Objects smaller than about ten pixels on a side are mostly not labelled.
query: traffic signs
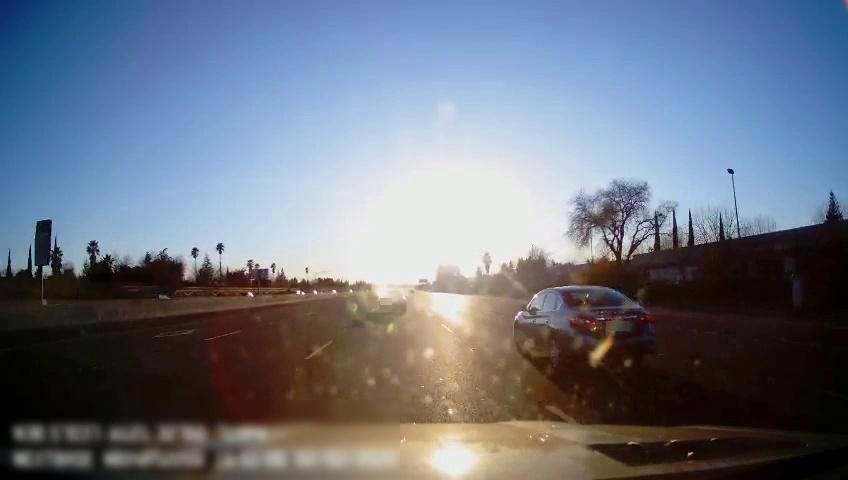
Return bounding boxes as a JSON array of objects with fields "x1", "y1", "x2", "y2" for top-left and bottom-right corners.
[{"x1": 34, "y1": 219, "x2": 52, "y2": 266}]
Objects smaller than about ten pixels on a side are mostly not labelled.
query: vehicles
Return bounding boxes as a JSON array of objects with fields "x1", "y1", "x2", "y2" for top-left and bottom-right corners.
[
  {"x1": 238, "y1": 292, "x2": 255, "y2": 297},
  {"x1": 148, "y1": 294, "x2": 171, "y2": 300},
  {"x1": 512, "y1": 284, "x2": 656, "y2": 376},
  {"x1": 376, "y1": 290, "x2": 407, "y2": 314}
]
